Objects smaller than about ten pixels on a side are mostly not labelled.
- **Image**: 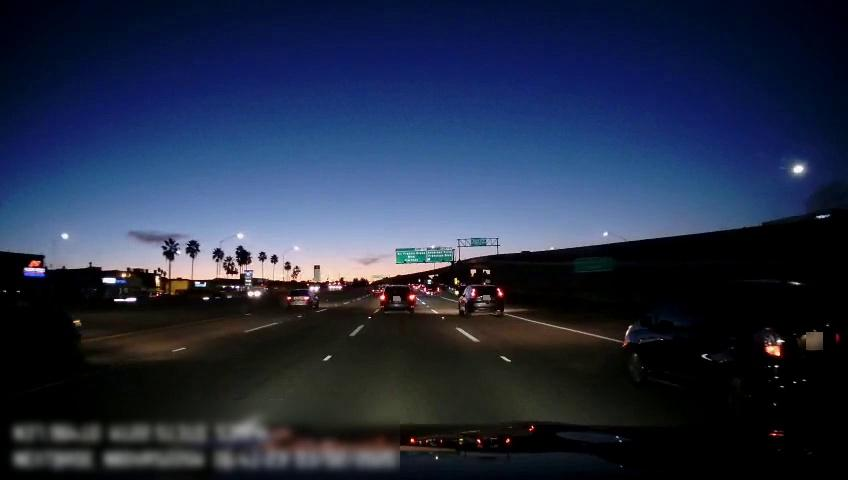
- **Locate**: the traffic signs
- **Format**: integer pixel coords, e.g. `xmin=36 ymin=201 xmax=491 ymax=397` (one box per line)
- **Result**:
xmin=470 ymin=238 xmax=487 ymax=247
xmin=576 ymin=257 xmax=617 ymax=271
xmin=395 ymin=247 xmax=453 ymax=263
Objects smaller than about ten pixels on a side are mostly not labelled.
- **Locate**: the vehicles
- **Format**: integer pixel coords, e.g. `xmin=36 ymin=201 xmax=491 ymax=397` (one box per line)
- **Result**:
xmin=0 ymin=294 xmax=81 ymax=376
xmin=285 ymin=288 xmax=320 ymax=312
xmin=379 ymin=285 xmax=416 ymax=318
xmin=423 ymin=284 xmax=439 ymax=297
xmin=372 ymin=287 xmax=384 ymax=295
xmin=620 ymin=279 xmax=848 ymax=427
xmin=458 ymin=283 xmax=505 ymax=319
